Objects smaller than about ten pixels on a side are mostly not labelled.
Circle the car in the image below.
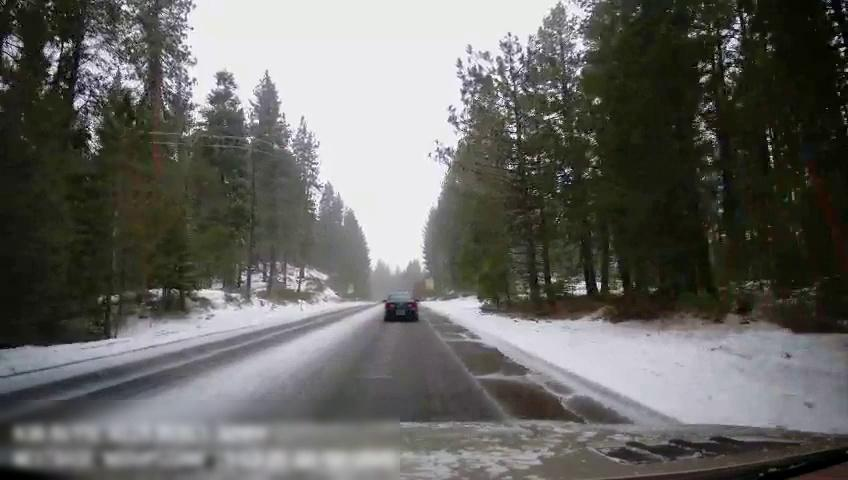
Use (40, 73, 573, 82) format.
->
(381, 293, 419, 322)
